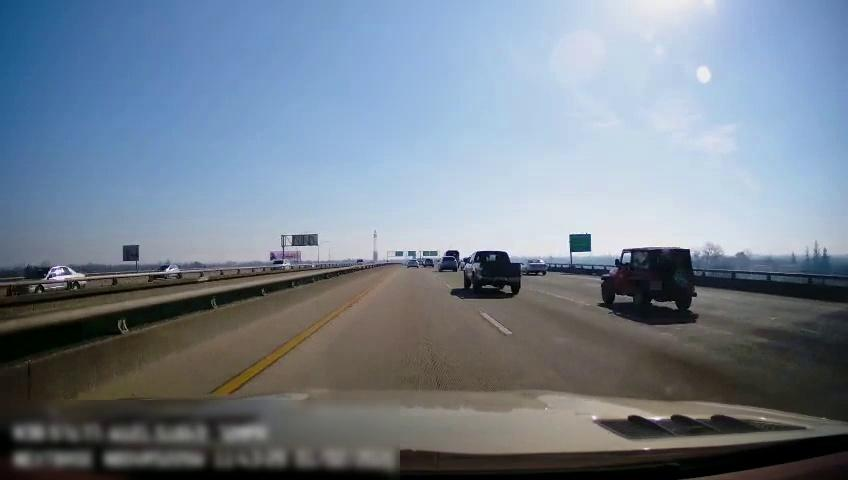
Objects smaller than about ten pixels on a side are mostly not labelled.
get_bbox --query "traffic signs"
[291,233,319,247]
[122,244,140,262]
[569,233,592,253]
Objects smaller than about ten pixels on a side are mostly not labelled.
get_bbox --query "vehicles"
[462,249,521,296]
[146,265,181,281]
[422,258,435,268]
[460,257,472,271]
[407,259,419,269]
[270,258,293,271]
[6,265,89,296]
[599,247,699,312]
[443,249,462,269]
[437,255,459,273]
[521,259,548,276]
